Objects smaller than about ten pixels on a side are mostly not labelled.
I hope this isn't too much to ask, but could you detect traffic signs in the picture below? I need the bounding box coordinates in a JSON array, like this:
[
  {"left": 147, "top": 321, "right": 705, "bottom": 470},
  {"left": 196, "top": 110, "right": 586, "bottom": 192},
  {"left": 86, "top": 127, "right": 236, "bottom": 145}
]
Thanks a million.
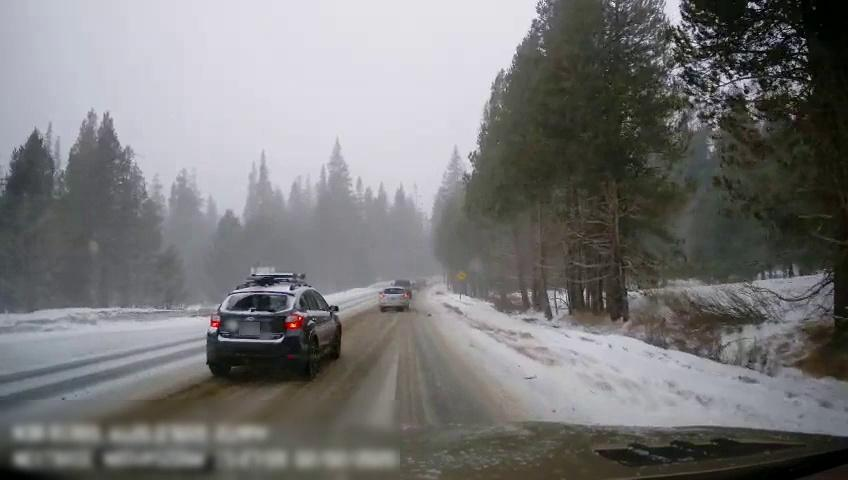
[{"left": 455, "top": 270, "right": 466, "bottom": 282}]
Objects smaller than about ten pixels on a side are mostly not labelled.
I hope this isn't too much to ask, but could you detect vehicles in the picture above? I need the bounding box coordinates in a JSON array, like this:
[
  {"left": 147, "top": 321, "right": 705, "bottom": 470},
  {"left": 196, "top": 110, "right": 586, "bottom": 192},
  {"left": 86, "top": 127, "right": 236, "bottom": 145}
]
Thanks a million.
[
  {"left": 390, "top": 279, "right": 413, "bottom": 300},
  {"left": 378, "top": 285, "right": 410, "bottom": 313},
  {"left": 205, "top": 272, "right": 342, "bottom": 377},
  {"left": 405, "top": 282, "right": 421, "bottom": 292}
]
